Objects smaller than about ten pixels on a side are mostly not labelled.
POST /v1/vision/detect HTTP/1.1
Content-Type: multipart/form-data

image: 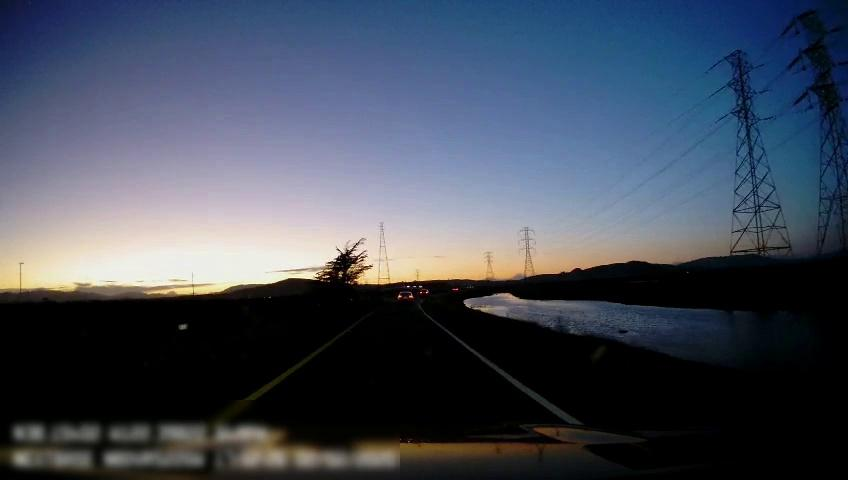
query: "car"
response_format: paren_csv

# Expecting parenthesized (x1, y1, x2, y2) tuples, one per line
(396, 290, 414, 304)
